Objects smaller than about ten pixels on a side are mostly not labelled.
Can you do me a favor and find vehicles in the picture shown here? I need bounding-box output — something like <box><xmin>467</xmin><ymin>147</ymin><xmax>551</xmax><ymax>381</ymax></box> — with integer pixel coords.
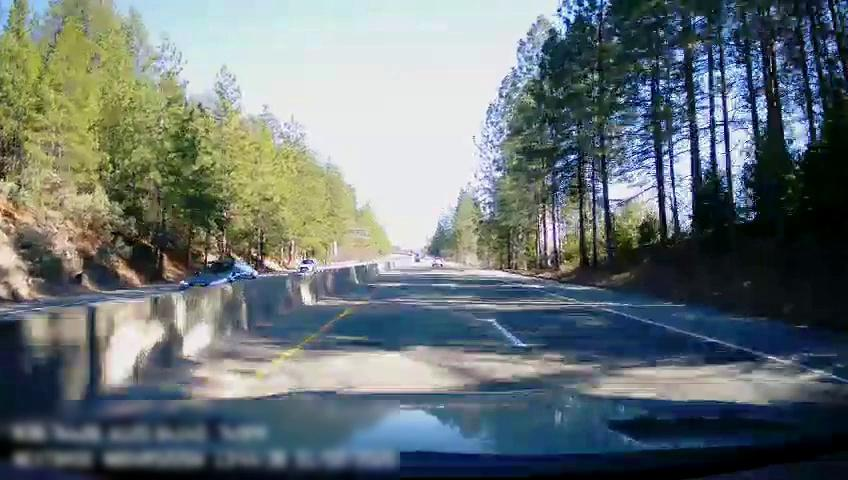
<box><xmin>175</xmin><ymin>259</ymin><xmax>259</xmax><ymax>292</ymax></box>
<box><xmin>295</xmin><ymin>258</ymin><xmax>321</xmax><ymax>274</ymax></box>
<box><xmin>431</xmin><ymin>256</ymin><xmax>445</xmax><ymax>267</ymax></box>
